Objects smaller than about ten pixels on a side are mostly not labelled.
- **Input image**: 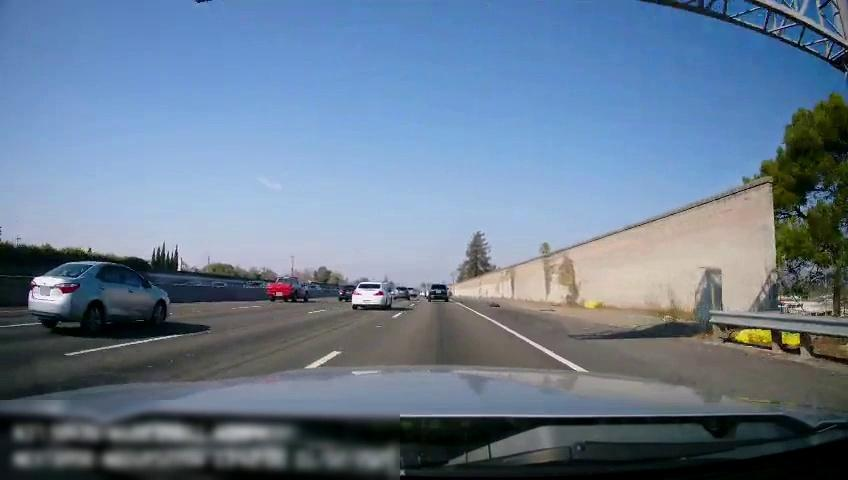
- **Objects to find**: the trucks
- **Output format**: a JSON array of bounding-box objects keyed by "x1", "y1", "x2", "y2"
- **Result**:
[{"x1": 266, "y1": 276, "x2": 309, "y2": 303}]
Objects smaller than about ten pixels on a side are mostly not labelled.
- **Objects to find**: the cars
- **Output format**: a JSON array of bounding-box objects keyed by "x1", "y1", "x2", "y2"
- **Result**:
[
  {"x1": 28, "y1": 260, "x2": 171, "y2": 337},
  {"x1": 337, "y1": 284, "x2": 362, "y2": 302},
  {"x1": 350, "y1": 282, "x2": 393, "y2": 311}
]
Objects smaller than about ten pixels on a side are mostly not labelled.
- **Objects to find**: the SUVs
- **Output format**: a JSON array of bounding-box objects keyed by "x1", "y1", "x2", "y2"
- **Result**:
[
  {"x1": 393, "y1": 286, "x2": 411, "y2": 301},
  {"x1": 427, "y1": 284, "x2": 449, "y2": 303}
]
